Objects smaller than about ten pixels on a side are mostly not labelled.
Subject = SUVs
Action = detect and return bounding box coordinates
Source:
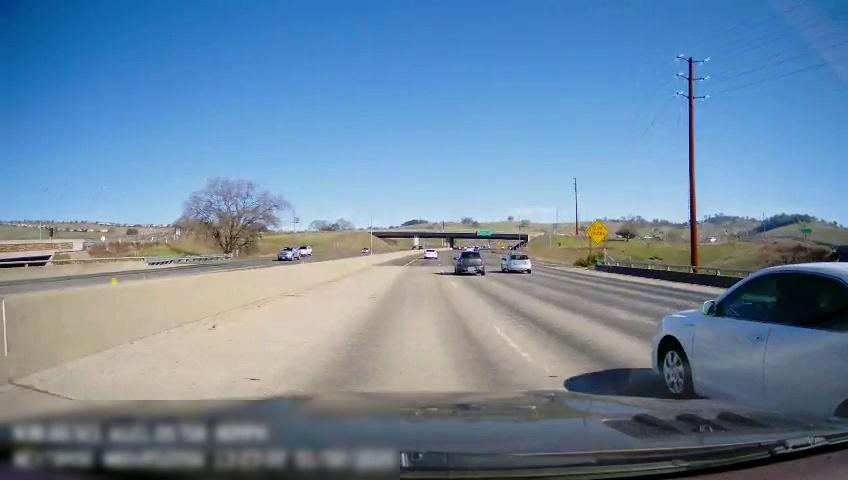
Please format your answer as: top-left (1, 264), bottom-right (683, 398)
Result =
top-left (298, 245), bottom-right (312, 257)
top-left (424, 248), bottom-right (438, 259)
top-left (277, 246), bottom-right (300, 261)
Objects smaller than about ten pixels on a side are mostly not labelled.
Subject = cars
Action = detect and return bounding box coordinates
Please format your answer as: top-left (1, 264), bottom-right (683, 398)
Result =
top-left (452, 252), bottom-right (485, 275)
top-left (501, 253), bottom-right (532, 273)
top-left (652, 263), bottom-right (848, 423)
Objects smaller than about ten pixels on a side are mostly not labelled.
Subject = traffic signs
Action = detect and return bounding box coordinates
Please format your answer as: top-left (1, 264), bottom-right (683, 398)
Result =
top-left (584, 218), bottom-right (608, 246)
